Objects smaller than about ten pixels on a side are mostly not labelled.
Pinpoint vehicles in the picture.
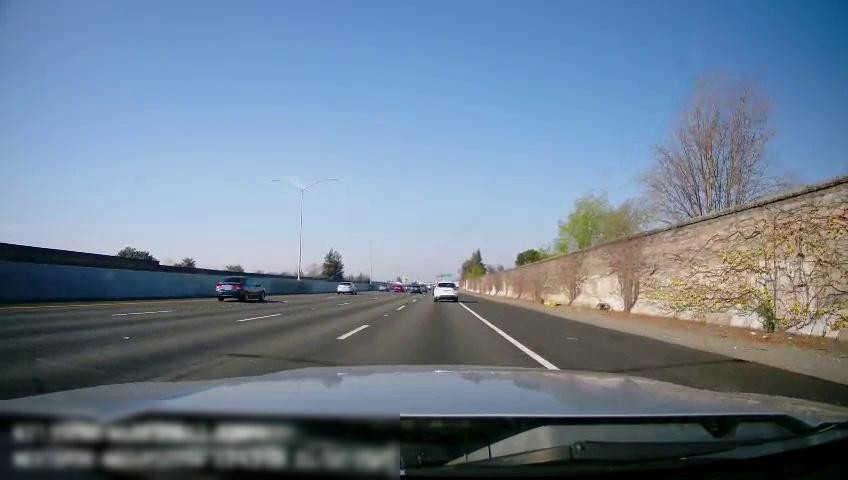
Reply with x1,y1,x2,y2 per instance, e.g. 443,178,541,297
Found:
394,285,404,292
337,282,357,295
379,284,390,292
215,276,267,302
410,284,423,294
433,281,460,302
